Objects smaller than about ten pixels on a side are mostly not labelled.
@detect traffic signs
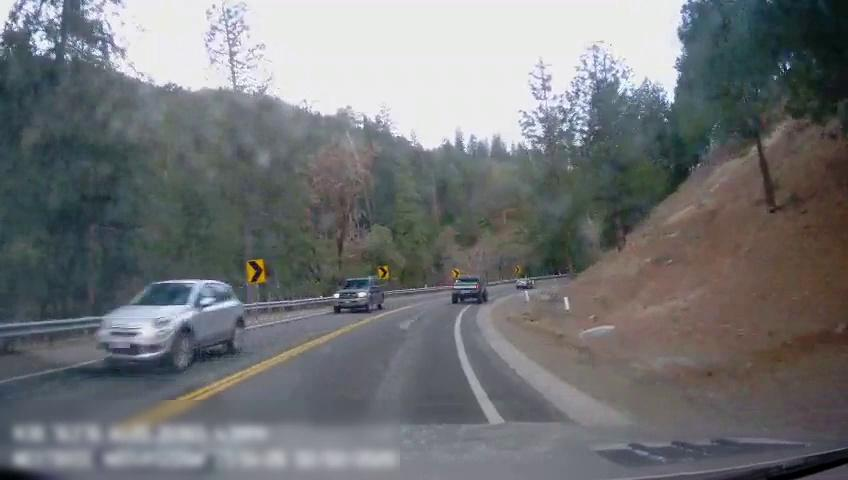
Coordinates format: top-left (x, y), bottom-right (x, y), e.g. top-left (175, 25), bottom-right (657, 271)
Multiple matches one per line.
top-left (377, 264), bottom-right (390, 281)
top-left (246, 259), bottom-right (266, 284)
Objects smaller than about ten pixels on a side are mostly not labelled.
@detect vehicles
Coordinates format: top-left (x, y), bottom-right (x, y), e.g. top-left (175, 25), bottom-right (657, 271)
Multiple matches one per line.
top-left (450, 274), bottom-right (488, 304)
top-left (94, 280), bottom-right (247, 372)
top-left (516, 277), bottom-right (534, 290)
top-left (332, 277), bottom-right (385, 315)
